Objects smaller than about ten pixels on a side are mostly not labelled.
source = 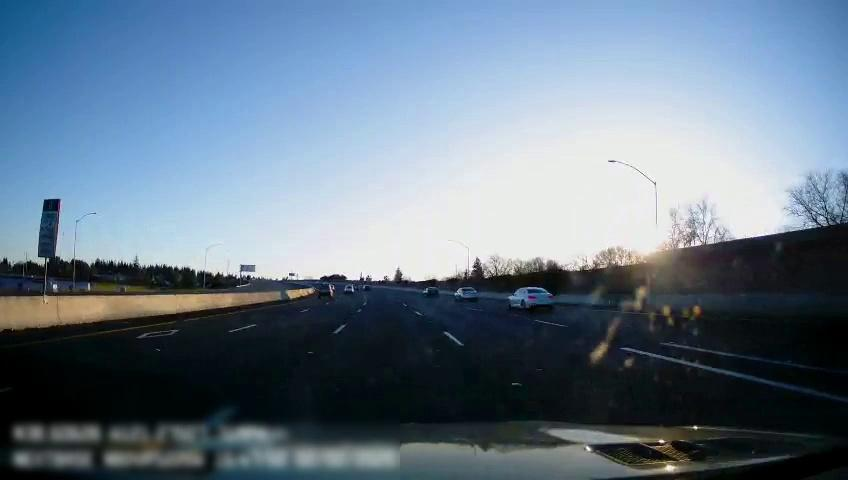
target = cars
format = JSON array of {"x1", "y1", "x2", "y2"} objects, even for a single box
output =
[
  {"x1": 344, "y1": 284, "x2": 355, "y2": 294},
  {"x1": 454, "y1": 287, "x2": 478, "y2": 302},
  {"x1": 508, "y1": 287, "x2": 554, "y2": 312},
  {"x1": 424, "y1": 287, "x2": 438, "y2": 297}
]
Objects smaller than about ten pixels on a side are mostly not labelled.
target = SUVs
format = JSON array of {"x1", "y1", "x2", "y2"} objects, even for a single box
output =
[{"x1": 317, "y1": 284, "x2": 334, "y2": 299}]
